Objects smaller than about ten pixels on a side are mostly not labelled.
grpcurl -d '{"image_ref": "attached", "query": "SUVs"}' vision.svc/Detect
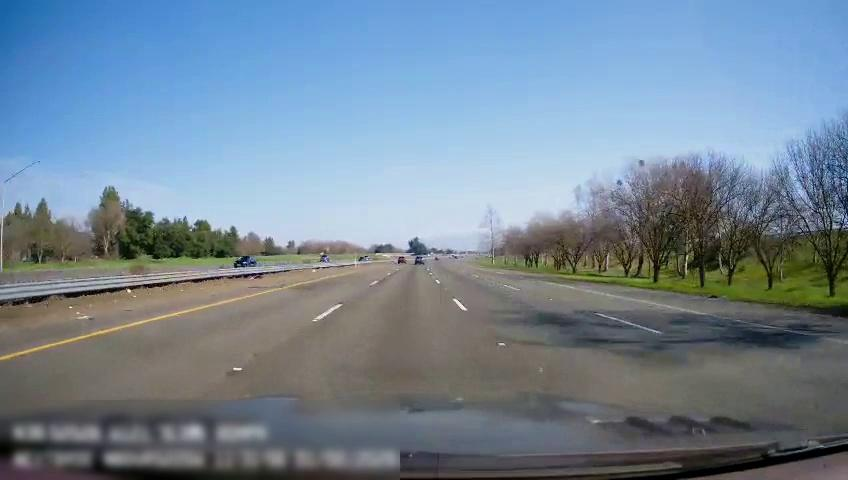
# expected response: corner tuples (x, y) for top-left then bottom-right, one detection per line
(233, 256), (258, 268)
(415, 256), (424, 264)
(396, 255), (407, 265)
